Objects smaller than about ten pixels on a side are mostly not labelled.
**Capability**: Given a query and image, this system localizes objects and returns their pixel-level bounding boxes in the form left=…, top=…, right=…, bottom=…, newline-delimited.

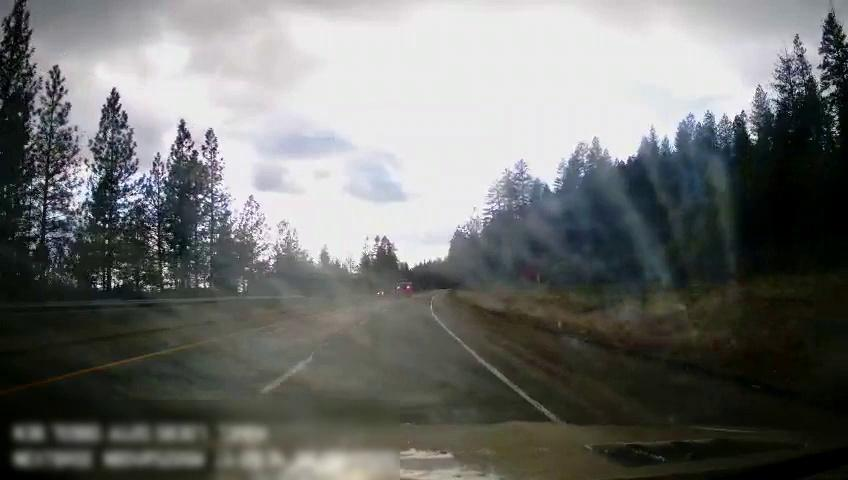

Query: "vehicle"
left=396, top=281, right=414, bottom=298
